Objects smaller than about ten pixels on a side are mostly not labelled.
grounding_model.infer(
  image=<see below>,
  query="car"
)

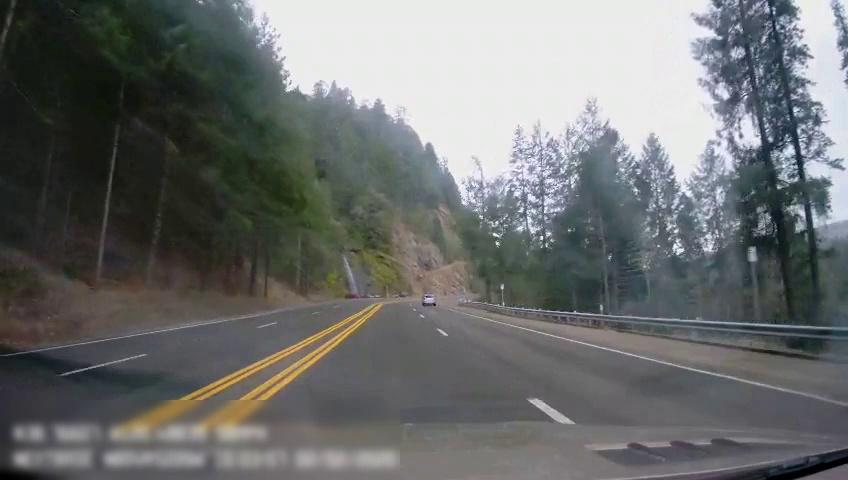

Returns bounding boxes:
[422,293,437,306]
